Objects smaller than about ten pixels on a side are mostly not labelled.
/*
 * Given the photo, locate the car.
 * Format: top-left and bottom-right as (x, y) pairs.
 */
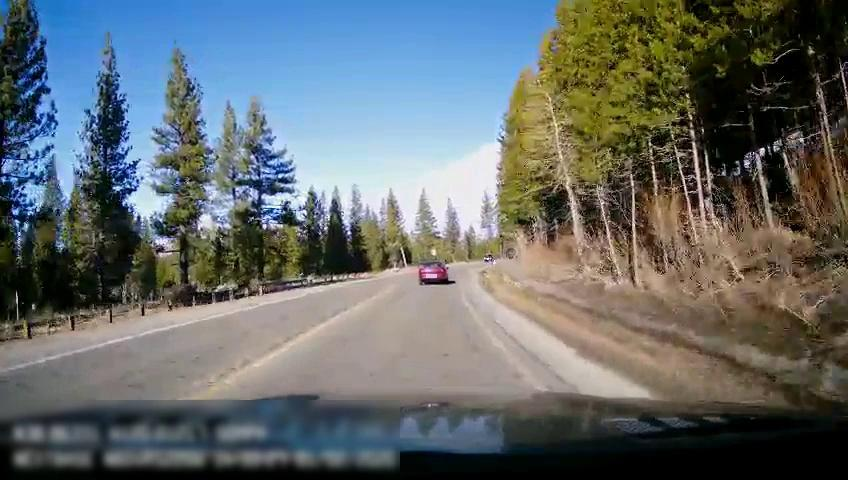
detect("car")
(418, 257), (449, 285)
